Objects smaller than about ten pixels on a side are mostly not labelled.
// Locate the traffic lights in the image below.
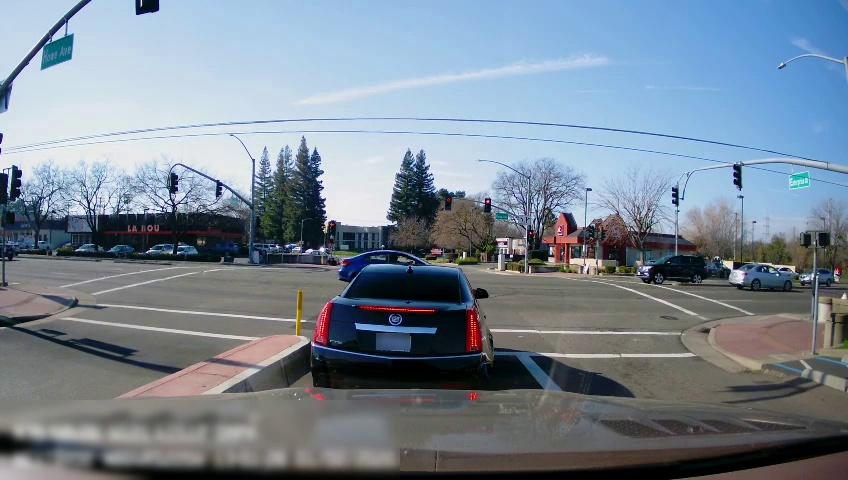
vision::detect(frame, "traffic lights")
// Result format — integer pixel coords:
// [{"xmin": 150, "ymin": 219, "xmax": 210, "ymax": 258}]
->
[
  {"xmin": 815, "ymin": 232, "xmax": 831, "ymax": 248},
  {"xmin": 732, "ymin": 162, "xmax": 742, "ymax": 188},
  {"xmin": 527, "ymin": 229, "xmax": 534, "ymax": 242},
  {"xmin": 135, "ymin": 0, "xmax": 160, "ymax": 16},
  {"xmin": 10, "ymin": 165, "xmax": 23, "ymax": 203},
  {"xmin": 169, "ymin": 173, "xmax": 178, "ymax": 193},
  {"xmin": 4, "ymin": 212, "xmax": 16, "ymax": 225},
  {"xmin": 799, "ymin": 232, "xmax": 814, "ymax": 248},
  {"xmin": 670, "ymin": 187, "xmax": 679, "ymax": 206},
  {"xmin": 600, "ymin": 226, "xmax": 606, "ymax": 239},
  {"xmin": 215, "ymin": 179, "xmax": 223, "ymax": 198},
  {"xmin": 328, "ymin": 221, "xmax": 336, "ymax": 234},
  {"xmin": 445, "ymin": 196, "xmax": 452, "ymax": 211},
  {"xmin": 588, "ymin": 226, "xmax": 595, "ymax": 239},
  {"xmin": 484, "ymin": 198, "xmax": 491, "ymax": 212},
  {"xmin": 0, "ymin": 132, "xmax": 4, "ymax": 153},
  {"xmin": 0, "ymin": 173, "xmax": 9, "ymax": 205}
]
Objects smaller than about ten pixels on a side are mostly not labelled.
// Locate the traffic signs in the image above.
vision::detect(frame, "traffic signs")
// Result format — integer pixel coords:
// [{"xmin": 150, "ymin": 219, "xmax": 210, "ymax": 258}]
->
[
  {"xmin": 496, "ymin": 213, "xmax": 508, "ymax": 220},
  {"xmin": 789, "ymin": 171, "xmax": 810, "ymax": 189},
  {"xmin": 40, "ymin": 33, "xmax": 74, "ymax": 70}
]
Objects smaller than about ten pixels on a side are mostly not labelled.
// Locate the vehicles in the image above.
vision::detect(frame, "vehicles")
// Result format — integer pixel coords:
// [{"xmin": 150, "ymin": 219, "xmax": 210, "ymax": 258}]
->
[
  {"xmin": 76, "ymin": 244, "xmax": 103, "ymax": 254},
  {"xmin": 338, "ymin": 250, "xmax": 432, "ymax": 283},
  {"xmin": 146, "ymin": 245, "xmax": 174, "ymax": 257},
  {"xmin": 637, "ymin": 256, "xmax": 711, "ymax": 285},
  {"xmin": 799, "ymin": 268, "xmax": 833, "ymax": 287},
  {"xmin": 729, "ymin": 263, "xmax": 794, "ymax": 291},
  {"xmin": 0, "ymin": 239, "xmax": 18, "ymax": 261},
  {"xmin": 310, "ymin": 263, "xmax": 495, "ymax": 391},
  {"xmin": 106, "ymin": 245, "xmax": 131, "ymax": 255},
  {"xmin": 172, "ymin": 245, "xmax": 197, "ymax": 257}
]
